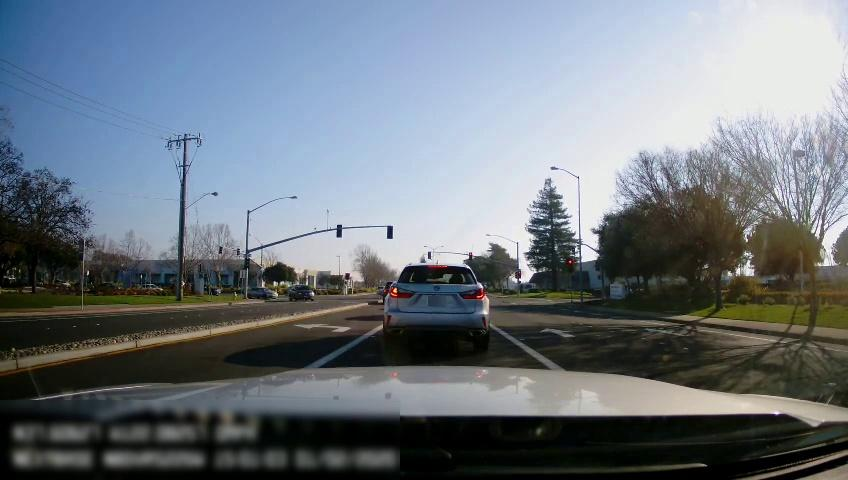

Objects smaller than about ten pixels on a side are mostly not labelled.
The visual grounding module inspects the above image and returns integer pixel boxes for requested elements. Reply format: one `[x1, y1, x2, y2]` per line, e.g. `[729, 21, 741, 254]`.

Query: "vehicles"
[287, 285, 315, 302]
[384, 264, 490, 351]
[247, 287, 278, 300]
[382, 280, 396, 305]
